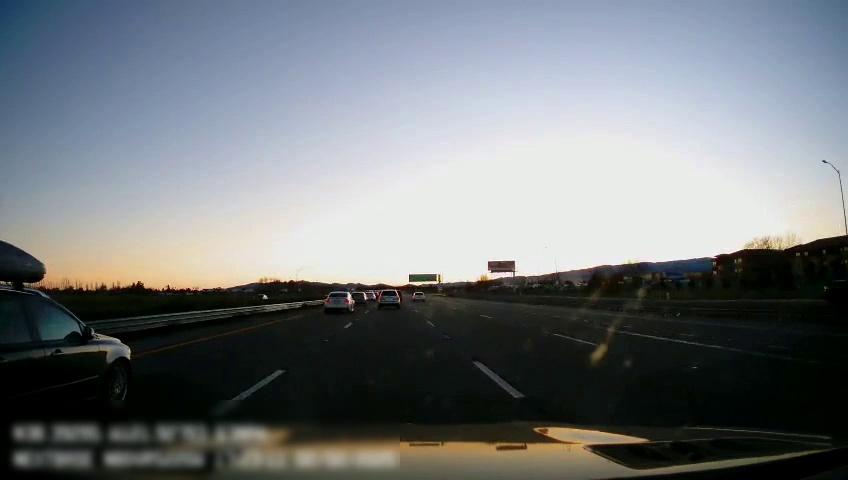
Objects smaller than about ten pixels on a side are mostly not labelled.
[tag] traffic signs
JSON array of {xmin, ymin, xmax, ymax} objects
[{"xmin": 409, "ymin": 274, "xmax": 437, "ymax": 282}]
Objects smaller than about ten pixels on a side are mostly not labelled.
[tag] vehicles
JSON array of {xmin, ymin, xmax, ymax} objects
[
  {"xmin": 396, "ymin": 289, "xmax": 402, "ymax": 302},
  {"xmin": 254, "ymin": 294, "xmax": 268, "ymax": 302},
  {"xmin": 351, "ymin": 293, "xmax": 367, "ymax": 308},
  {"xmin": 377, "ymin": 289, "xmax": 401, "ymax": 310},
  {"xmin": 412, "ymin": 291, "xmax": 426, "ymax": 302},
  {"xmin": 365, "ymin": 291, "xmax": 377, "ymax": 302},
  {"xmin": 324, "ymin": 291, "xmax": 355, "ymax": 314},
  {"xmin": 0, "ymin": 287, "xmax": 132, "ymax": 474}
]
